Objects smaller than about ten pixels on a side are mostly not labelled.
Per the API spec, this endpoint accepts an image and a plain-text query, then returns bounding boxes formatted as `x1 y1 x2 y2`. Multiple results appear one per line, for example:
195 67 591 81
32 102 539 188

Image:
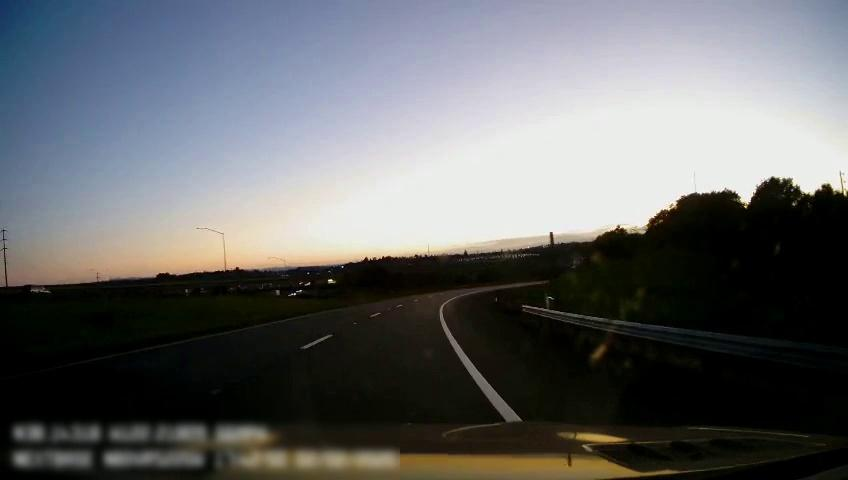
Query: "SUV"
21 284 53 297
